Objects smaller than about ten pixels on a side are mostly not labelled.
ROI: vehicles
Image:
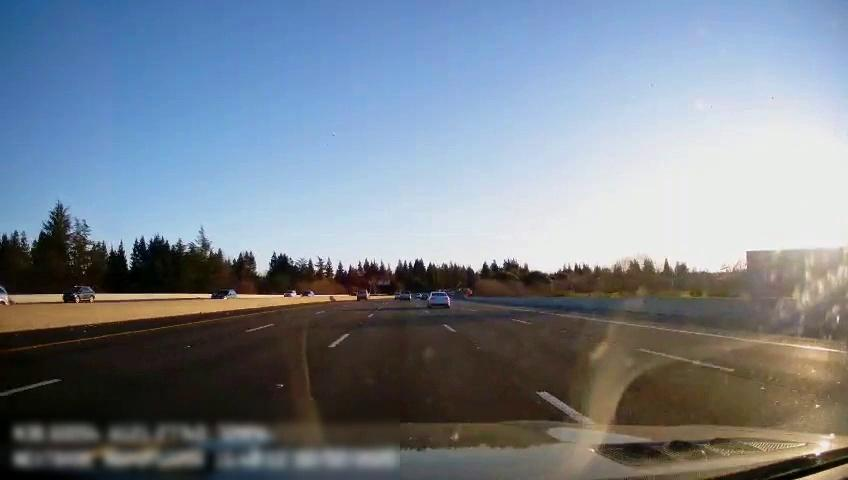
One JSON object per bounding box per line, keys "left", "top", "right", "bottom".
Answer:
{"left": 427, "top": 290, "right": 450, "bottom": 308}
{"left": 301, "top": 289, "right": 315, "bottom": 297}
{"left": 399, "top": 291, "right": 411, "bottom": 302}
{"left": 62, "top": 286, "right": 95, "bottom": 304}
{"left": 211, "top": 289, "right": 237, "bottom": 299}
{"left": 356, "top": 289, "right": 369, "bottom": 301}
{"left": 0, "top": 285, "right": 9, "bottom": 305}
{"left": 283, "top": 289, "right": 297, "bottom": 298}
